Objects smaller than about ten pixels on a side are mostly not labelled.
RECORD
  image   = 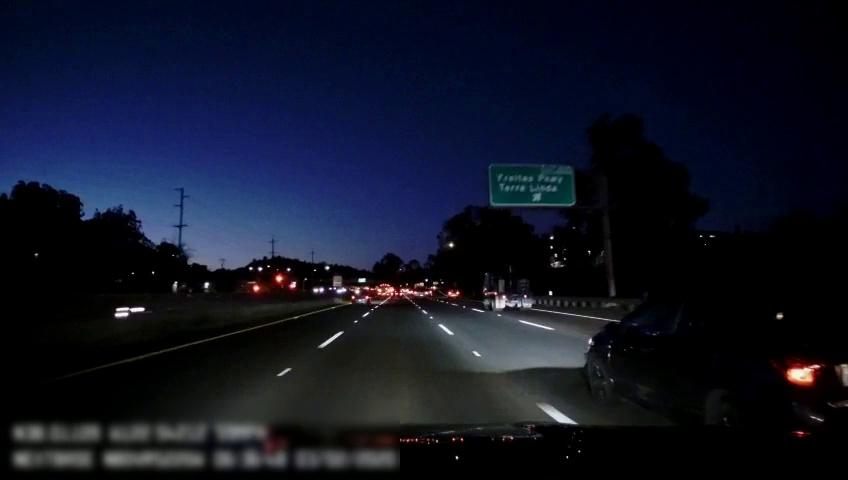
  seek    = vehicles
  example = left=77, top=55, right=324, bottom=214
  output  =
left=112, top=294, right=194, bottom=321
left=583, top=299, right=848, bottom=437
left=480, top=272, right=537, bottom=312
left=351, top=289, right=371, bottom=305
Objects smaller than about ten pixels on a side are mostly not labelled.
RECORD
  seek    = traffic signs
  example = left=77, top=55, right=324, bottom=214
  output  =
left=488, top=163, right=577, bottom=207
